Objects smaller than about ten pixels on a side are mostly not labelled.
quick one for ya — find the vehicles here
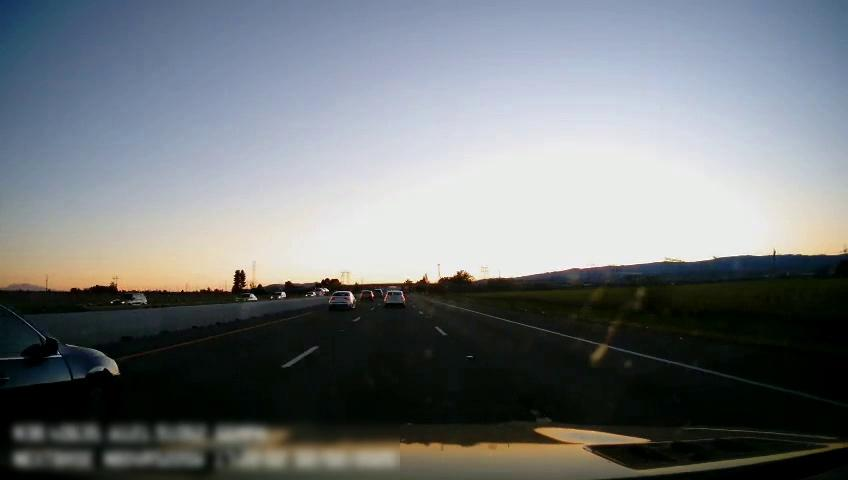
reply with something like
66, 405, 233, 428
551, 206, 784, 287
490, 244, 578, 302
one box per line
314, 287, 329, 297
383, 290, 406, 308
359, 289, 376, 304
110, 291, 149, 306
327, 290, 357, 311
305, 291, 317, 297
235, 292, 258, 303
0, 305, 120, 448
269, 291, 286, 300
